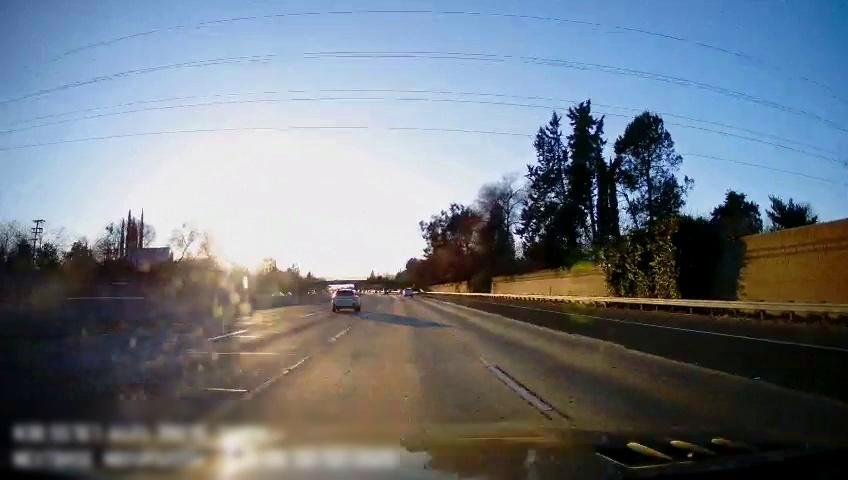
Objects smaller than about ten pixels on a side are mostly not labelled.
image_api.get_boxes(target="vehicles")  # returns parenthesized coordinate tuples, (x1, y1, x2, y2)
(402, 287, 414, 298)
(331, 289, 362, 313)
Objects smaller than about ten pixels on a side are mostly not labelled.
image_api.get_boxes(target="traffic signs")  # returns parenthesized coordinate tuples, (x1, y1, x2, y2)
(131, 248, 170, 266)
